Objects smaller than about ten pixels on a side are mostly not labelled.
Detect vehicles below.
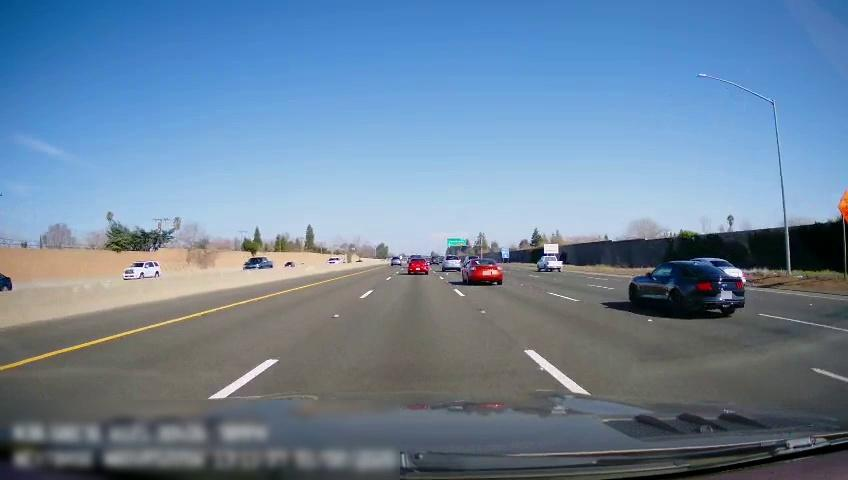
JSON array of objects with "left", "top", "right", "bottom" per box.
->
[
  {"left": 407, "top": 257, "right": 429, "bottom": 275},
  {"left": 327, "top": 257, "right": 344, "bottom": 264},
  {"left": 627, "top": 260, "right": 746, "bottom": 318},
  {"left": 121, "top": 260, "right": 161, "bottom": 281},
  {"left": 537, "top": 255, "right": 563, "bottom": 272},
  {"left": 690, "top": 257, "right": 747, "bottom": 286},
  {"left": 409, "top": 254, "right": 423, "bottom": 259},
  {"left": 241, "top": 256, "right": 274, "bottom": 271},
  {"left": 440, "top": 254, "right": 463, "bottom": 272},
  {"left": 429, "top": 255, "right": 439, "bottom": 264},
  {"left": 461, "top": 258, "right": 505, "bottom": 287},
  {"left": 0, "top": 273, "right": 13, "bottom": 292},
  {"left": 461, "top": 255, "right": 479, "bottom": 266},
  {"left": 390, "top": 256, "right": 403, "bottom": 267}
]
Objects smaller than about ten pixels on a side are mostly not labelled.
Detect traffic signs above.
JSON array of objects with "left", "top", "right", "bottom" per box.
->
[
  {"left": 448, "top": 237, "right": 467, "bottom": 247},
  {"left": 838, "top": 189, "right": 848, "bottom": 224}
]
